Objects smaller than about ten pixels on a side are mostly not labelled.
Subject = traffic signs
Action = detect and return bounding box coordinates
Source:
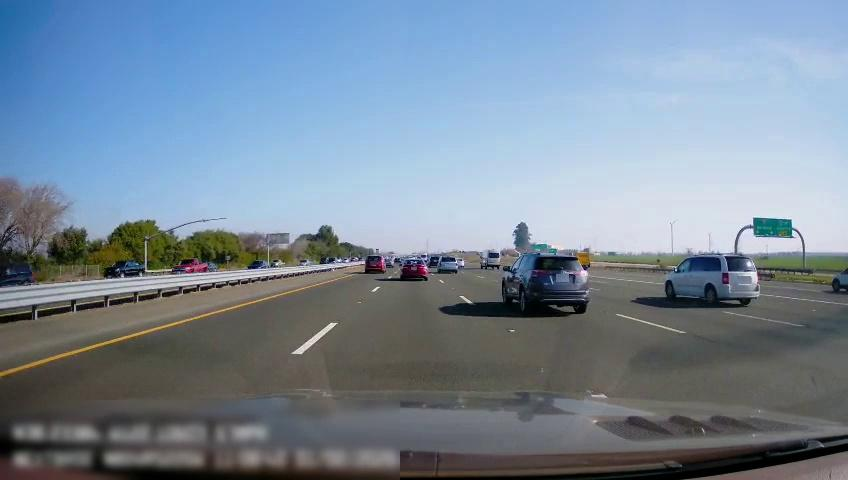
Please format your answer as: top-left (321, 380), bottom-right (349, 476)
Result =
top-left (752, 216), bottom-right (793, 238)
top-left (266, 232), bottom-right (290, 245)
top-left (530, 243), bottom-right (547, 250)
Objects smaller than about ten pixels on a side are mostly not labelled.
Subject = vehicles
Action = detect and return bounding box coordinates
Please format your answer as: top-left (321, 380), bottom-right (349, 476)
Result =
top-left (325, 256), bottom-right (342, 264)
top-left (170, 257), bottom-right (208, 275)
top-left (479, 248), bottom-right (501, 270)
top-left (319, 256), bottom-right (330, 265)
top-left (297, 259), bottom-right (312, 267)
top-left (663, 251), bottom-right (760, 306)
top-left (437, 257), bottom-right (458, 274)
top-left (0, 249), bottom-right (35, 286)
top-left (248, 259), bottom-right (270, 270)
top-left (103, 259), bottom-right (146, 279)
top-left (831, 268), bottom-right (848, 294)
top-left (500, 251), bottom-right (591, 314)
top-left (270, 258), bottom-right (285, 267)
top-left (203, 260), bottom-right (218, 273)
top-left (399, 259), bottom-right (429, 282)
top-left (568, 251), bottom-right (592, 272)
top-left (455, 258), bottom-right (465, 269)
top-left (428, 256), bottom-right (439, 268)
top-left (364, 255), bottom-right (387, 274)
